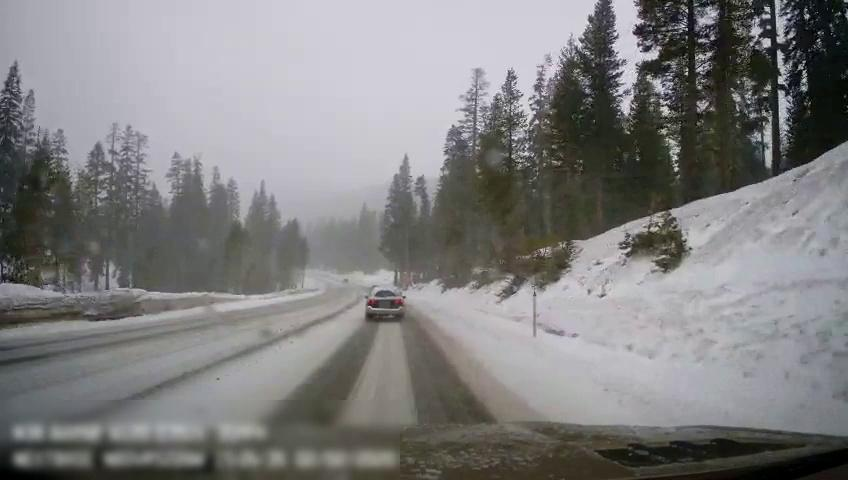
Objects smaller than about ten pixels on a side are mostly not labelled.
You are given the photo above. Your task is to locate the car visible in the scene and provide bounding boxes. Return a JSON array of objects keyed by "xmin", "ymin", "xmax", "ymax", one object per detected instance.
[{"xmin": 363, "ymin": 286, "xmax": 407, "ymax": 323}]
